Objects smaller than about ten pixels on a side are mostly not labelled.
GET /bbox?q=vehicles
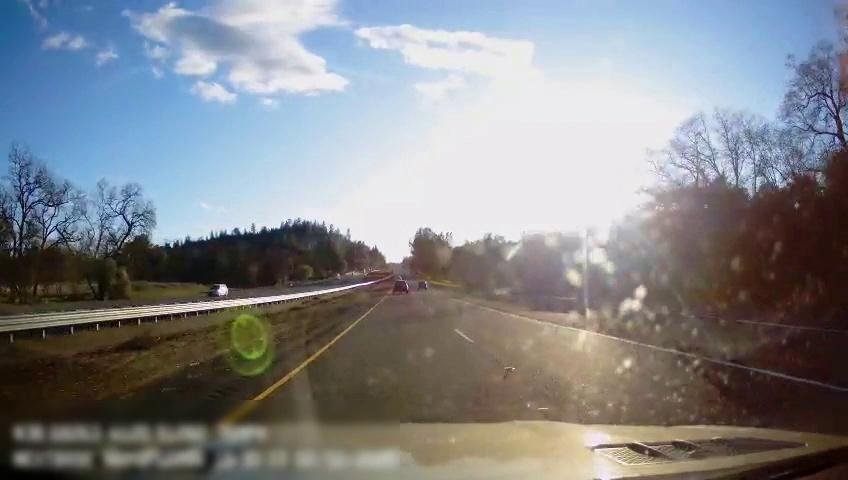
[392,279,408,293]
[207,284,229,297]
[417,281,428,291]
